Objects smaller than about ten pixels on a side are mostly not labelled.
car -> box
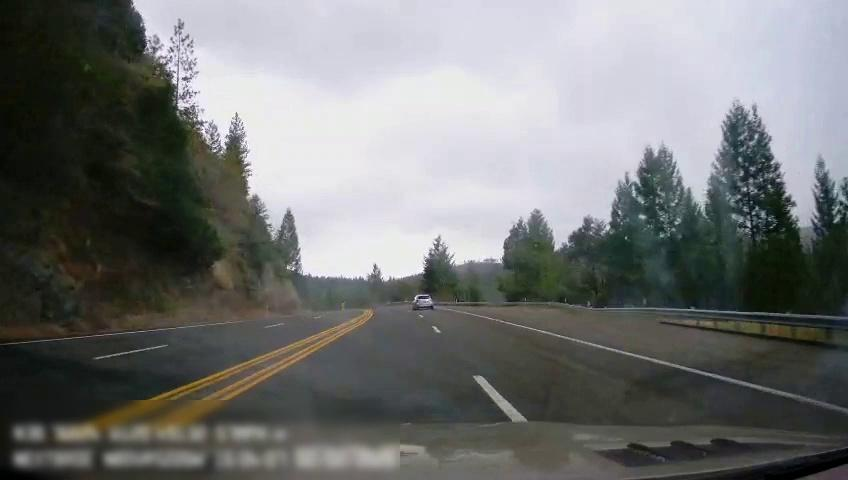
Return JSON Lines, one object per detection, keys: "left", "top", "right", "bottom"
{"left": 412, "top": 294, "right": 434, "bottom": 311}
